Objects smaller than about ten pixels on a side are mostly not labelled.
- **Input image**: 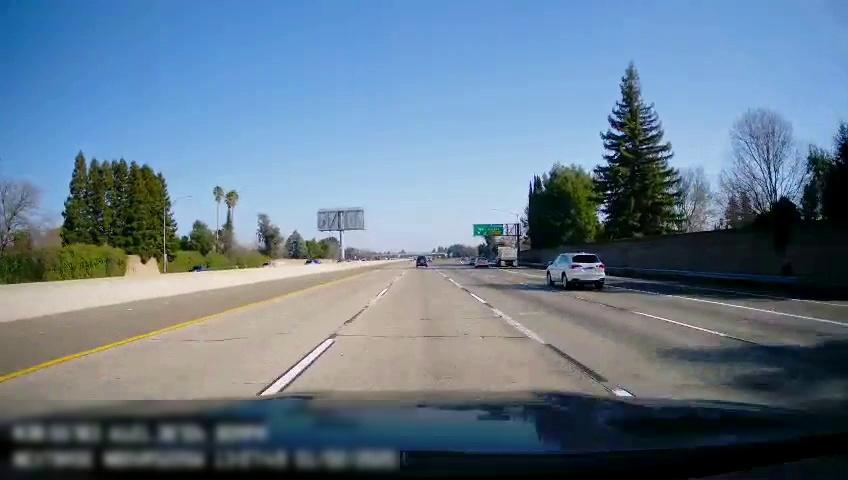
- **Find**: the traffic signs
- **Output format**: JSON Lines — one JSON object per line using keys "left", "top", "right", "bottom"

{"left": 472, "top": 223, "right": 505, "bottom": 237}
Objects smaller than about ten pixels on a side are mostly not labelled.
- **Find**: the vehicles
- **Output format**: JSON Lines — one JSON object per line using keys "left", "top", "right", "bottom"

{"left": 415, "top": 255, "right": 427, "bottom": 268}
{"left": 304, "top": 260, "right": 321, "bottom": 265}
{"left": 546, "top": 252, "right": 606, "bottom": 291}
{"left": 494, "top": 246, "right": 516, "bottom": 268}
{"left": 187, "top": 265, "right": 208, "bottom": 272}
{"left": 474, "top": 256, "right": 488, "bottom": 268}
